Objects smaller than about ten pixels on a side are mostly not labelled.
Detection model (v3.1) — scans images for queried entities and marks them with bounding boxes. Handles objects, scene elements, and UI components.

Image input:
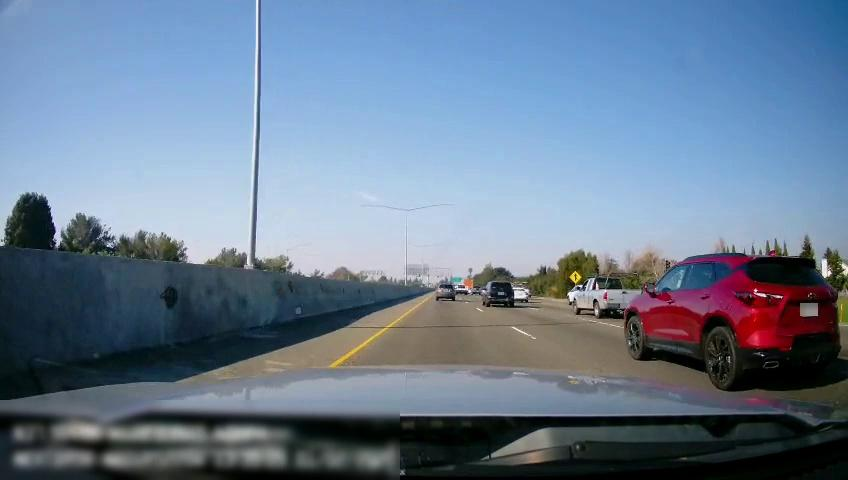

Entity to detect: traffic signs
[569,270,583,285]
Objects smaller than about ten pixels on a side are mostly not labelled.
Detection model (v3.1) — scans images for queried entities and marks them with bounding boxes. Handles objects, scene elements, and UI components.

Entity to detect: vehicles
[463,279,474,288]
[513,286,529,302]
[567,283,582,306]
[621,251,843,391]
[571,275,643,319]
[481,281,515,308]
[513,283,532,297]
[435,282,457,303]
[471,286,481,296]
[454,284,468,296]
